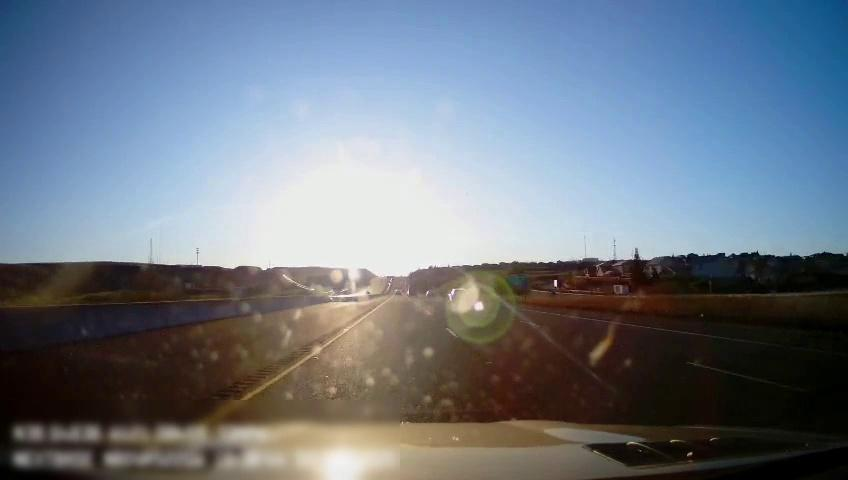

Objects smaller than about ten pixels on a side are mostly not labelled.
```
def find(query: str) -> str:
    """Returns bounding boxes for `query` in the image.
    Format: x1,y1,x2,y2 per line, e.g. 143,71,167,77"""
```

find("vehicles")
448,288,469,305
408,286,417,298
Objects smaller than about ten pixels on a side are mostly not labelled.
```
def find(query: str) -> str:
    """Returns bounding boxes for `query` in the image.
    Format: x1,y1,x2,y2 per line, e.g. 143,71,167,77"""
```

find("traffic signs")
506,274,529,288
